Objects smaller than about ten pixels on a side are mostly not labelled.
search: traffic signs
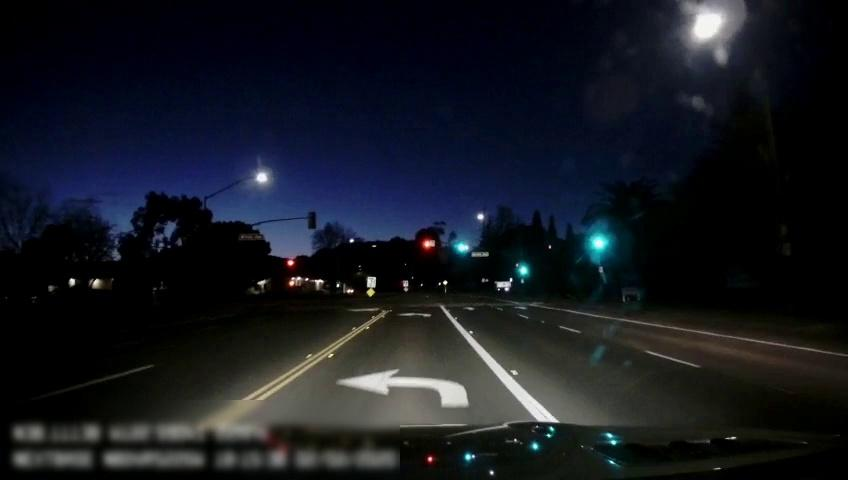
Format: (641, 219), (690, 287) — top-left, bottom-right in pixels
(366, 276), (377, 288)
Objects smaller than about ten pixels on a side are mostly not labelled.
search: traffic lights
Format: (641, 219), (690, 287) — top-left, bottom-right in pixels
(308, 212), (316, 229)
(594, 230), (602, 249)
(521, 263), (526, 274)
(288, 261), (293, 272)
(425, 242), (430, 253)
(459, 240), (464, 251)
